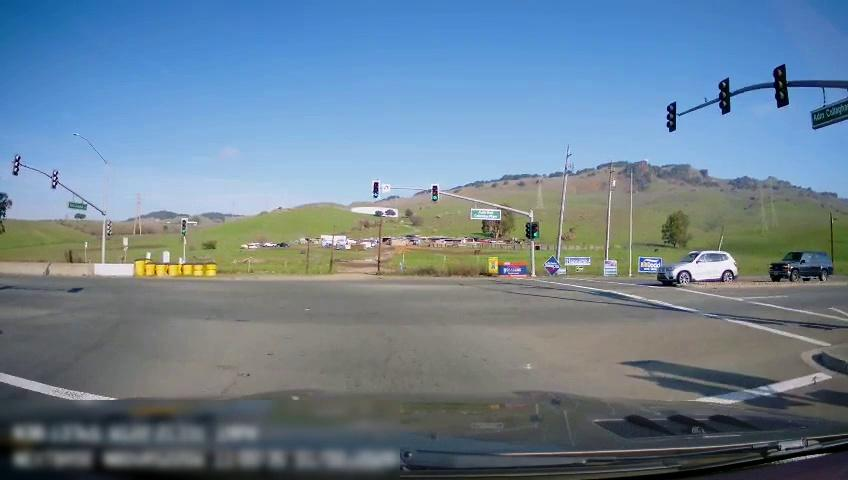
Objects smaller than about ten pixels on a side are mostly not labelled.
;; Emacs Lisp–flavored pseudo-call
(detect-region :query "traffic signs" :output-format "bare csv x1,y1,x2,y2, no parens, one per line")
810,96,848,131
469,207,503,222
67,199,89,211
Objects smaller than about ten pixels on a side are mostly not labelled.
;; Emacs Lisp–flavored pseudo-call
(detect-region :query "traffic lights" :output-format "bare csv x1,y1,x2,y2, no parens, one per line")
371,179,382,199
430,183,440,203
772,63,790,109
11,153,22,177
179,216,189,235
50,168,60,190
717,76,732,116
104,219,114,237
525,222,532,240
530,221,540,240
665,101,678,133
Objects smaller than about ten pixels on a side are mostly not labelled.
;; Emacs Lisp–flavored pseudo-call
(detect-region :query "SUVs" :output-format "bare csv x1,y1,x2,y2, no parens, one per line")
656,249,739,286
767,251,834,283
